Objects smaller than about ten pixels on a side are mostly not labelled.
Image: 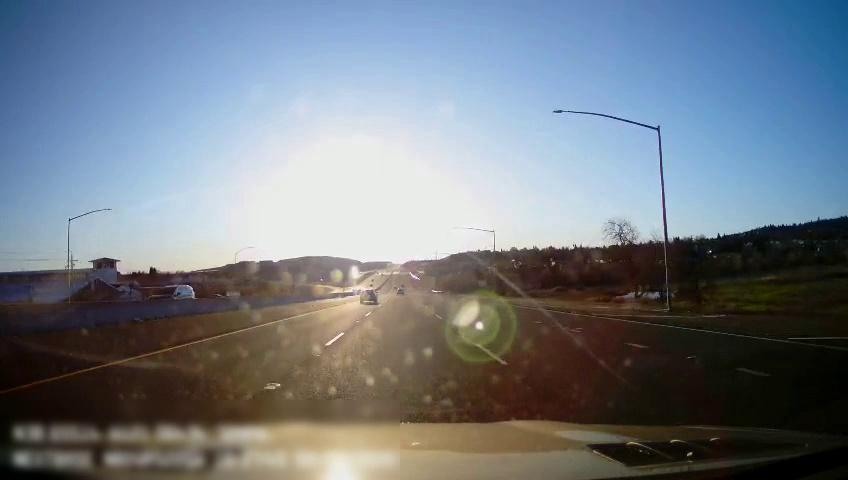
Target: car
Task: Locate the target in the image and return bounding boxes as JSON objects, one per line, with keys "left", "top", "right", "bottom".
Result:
{"left": 359, "top": 287, "right": 377, "bottom": 306}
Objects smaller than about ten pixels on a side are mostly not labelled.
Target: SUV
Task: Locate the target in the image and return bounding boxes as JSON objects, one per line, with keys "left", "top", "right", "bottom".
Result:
{"left": 147, "top": 284, "right": 195, "bottom": 301}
